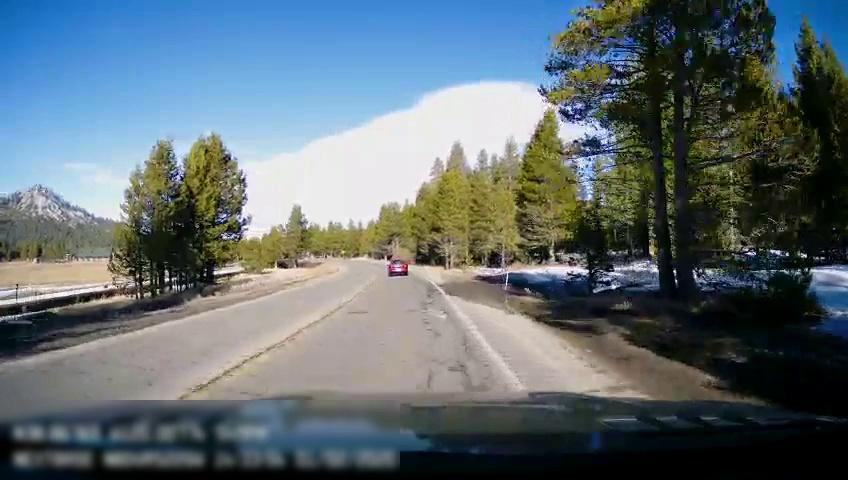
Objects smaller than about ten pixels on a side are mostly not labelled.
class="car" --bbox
[386,257,408,276]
